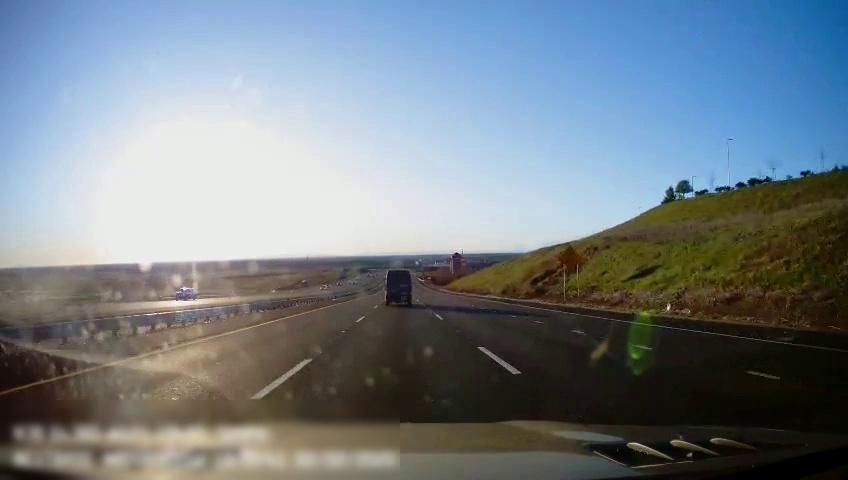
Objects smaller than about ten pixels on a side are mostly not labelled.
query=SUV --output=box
[175,287,198,301]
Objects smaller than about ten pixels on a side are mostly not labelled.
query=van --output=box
[386,270,412,306]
